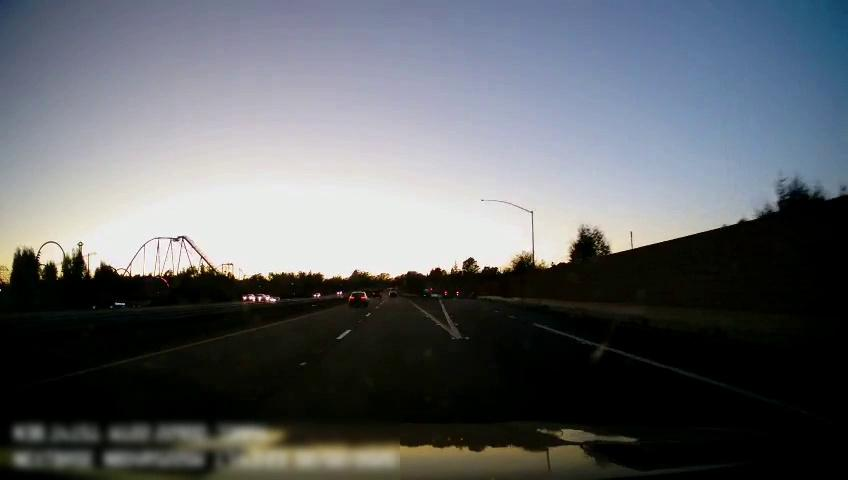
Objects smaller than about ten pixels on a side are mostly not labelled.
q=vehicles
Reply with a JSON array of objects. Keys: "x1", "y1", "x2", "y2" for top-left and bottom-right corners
[
  {"x1": 348, "y1": 291, "x2": 370, "y2": 308},
  {"x1": 242, "y1": 294, "x2": 255, "y2": 303}
]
